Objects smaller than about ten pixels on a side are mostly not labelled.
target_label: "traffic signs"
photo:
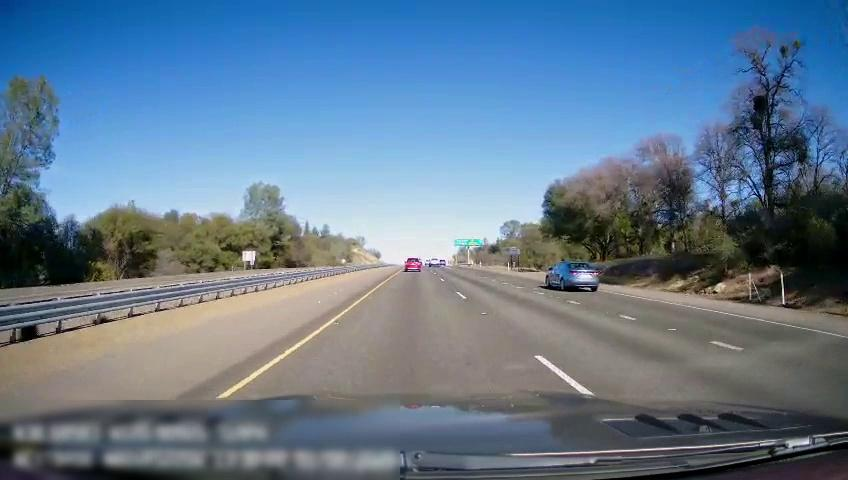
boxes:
[454,238,481,247]
[505,248,521,256]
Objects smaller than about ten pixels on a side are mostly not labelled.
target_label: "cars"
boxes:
[545,261,600,292]
[404,257,422,272]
